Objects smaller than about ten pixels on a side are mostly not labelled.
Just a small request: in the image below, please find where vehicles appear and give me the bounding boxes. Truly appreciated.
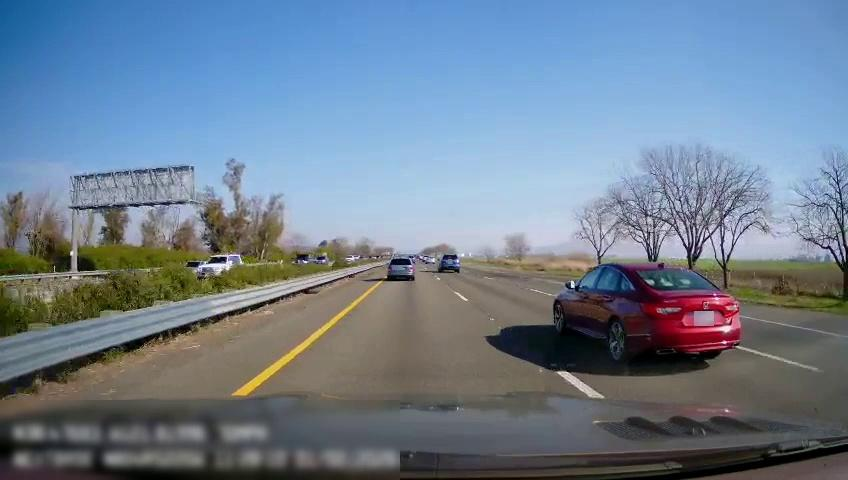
[314,255,329,266]
[436,253,462,273]
[186,261,206,272]
[386,256,415,281]
[425,255,436,265]
[296,254,316,266]
[344,255,355,263]
[551,262,742,365]
[197,254,243,281]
